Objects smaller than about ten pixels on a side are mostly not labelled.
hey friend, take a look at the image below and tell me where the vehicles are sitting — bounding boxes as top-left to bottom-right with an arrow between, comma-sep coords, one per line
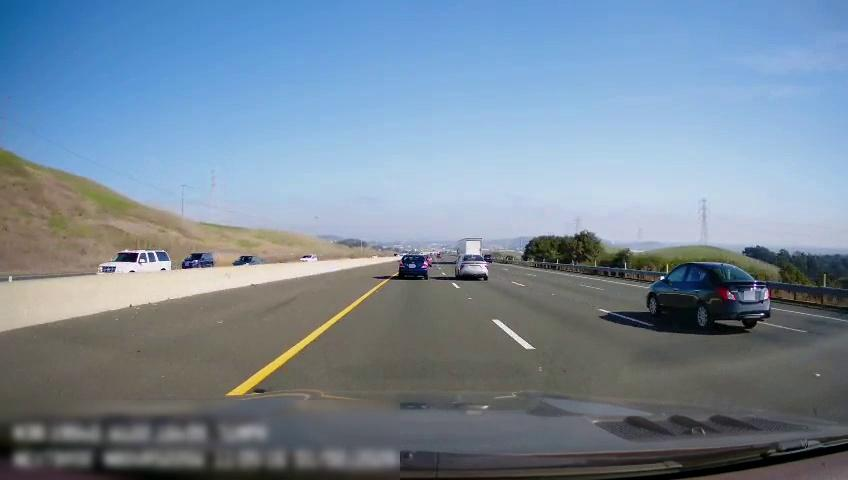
424,256 -> 433,267
645,262 -> 772,331
231,255 -> 264,266
457,236 -> 483,259
399,255 -> 429,279
180,252 -> 216,270
96,250 -> 172,275
455,255 -> 489,280
482,254 -> 493,264
299,254 -> 319,263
